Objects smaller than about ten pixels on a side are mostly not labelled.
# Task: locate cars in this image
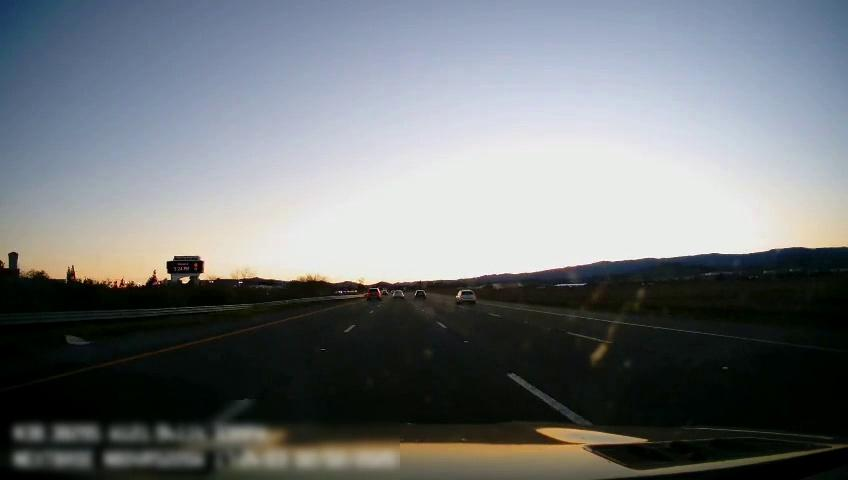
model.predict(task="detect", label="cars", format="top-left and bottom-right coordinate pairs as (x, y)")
top-left (392, 290), bottom-right (405, 300)
top-left (414, 290), bottom-right (427, 300)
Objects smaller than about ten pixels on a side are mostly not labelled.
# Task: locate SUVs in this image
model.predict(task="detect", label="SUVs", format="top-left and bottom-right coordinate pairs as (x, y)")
top-left (455, 289), bottom-right (476, 305)
top-left (366, 288), bottom-right (381, 300)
